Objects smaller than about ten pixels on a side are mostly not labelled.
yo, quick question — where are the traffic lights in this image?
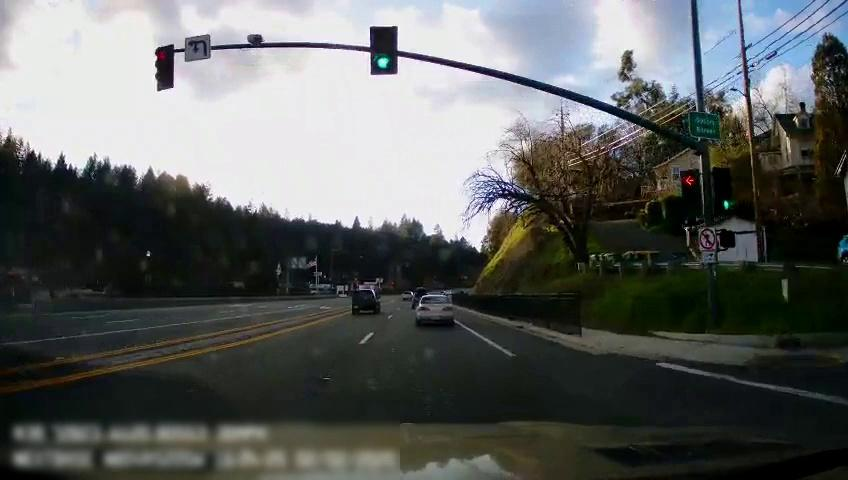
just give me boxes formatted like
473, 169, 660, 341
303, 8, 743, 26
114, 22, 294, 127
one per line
368, 24, 400, 79
711, 167, 735, 222
155, 42, 175, 93
680, 168, 707, 224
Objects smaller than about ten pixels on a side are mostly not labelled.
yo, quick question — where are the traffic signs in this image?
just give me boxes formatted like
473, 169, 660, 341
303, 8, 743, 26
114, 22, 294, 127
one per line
698, 228, 719, 251
702, 250, 717, 265
689, 108, 722, 144
183, 33, 212, 62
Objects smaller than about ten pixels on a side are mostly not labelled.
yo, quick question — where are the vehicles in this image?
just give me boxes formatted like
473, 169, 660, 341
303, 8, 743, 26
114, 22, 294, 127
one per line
413, 295, 454, 324
838, 234, 848, 263
351, 288, 381, 316
402, 291, 414, 300
410, 286, 428, 309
